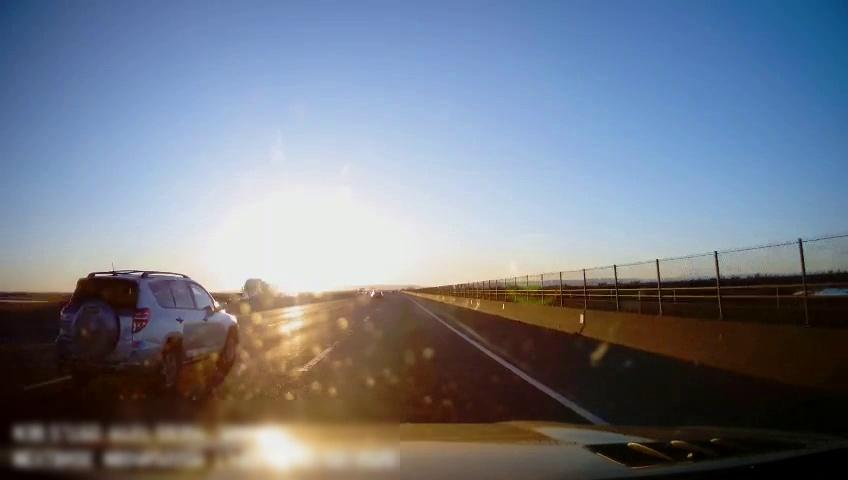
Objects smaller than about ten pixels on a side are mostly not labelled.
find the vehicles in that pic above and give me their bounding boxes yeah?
[371,290,385,301]
[236,278,280,304]
[53,270,240,394]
